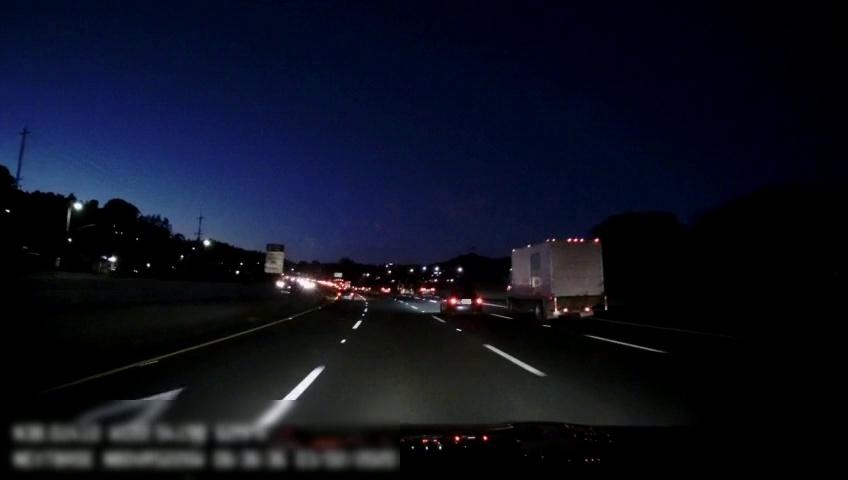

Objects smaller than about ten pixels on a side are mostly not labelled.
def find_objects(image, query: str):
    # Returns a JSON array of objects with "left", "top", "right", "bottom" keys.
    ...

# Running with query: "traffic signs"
[{"left": 265, "top": 244, "right": 285, "bottom": 273}]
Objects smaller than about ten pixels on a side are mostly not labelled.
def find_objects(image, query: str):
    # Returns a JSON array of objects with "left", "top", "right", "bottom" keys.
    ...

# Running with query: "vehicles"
[
  {"left": 505, "top": 237, "right": 605, "bottom": 322},
  {"left": 379, "top": 285, "right": 392, "bottom": 296},
  {"left": 341, "top": 289, "right": 355, "bottom": 302},
  {"left": 417, "top": 286, "right": 435, "bottom": 300},
  {"left": 398, "top": 286, "right": 415, "bottom": 299},
  {"left": 441, "top": 289, "right": 484, "bottom": 316}
]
